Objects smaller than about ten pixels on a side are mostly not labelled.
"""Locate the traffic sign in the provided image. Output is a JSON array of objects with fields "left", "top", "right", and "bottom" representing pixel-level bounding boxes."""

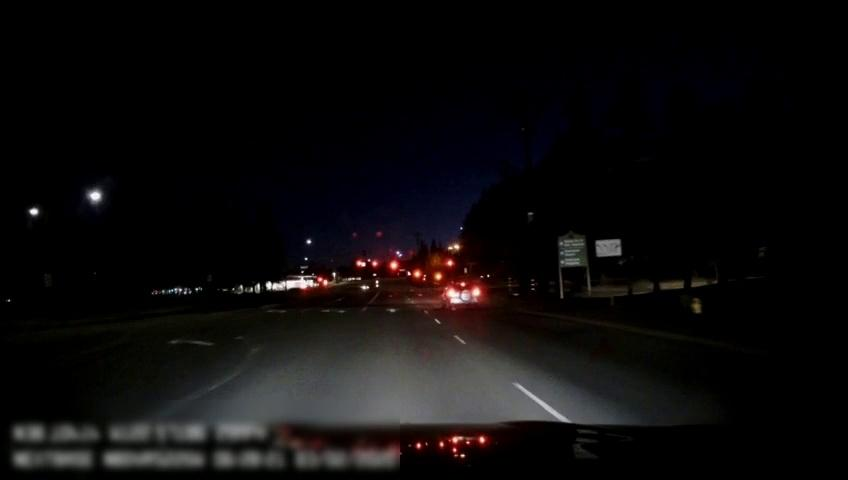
[{"left": 596, "top": 240, "right": 622, "bottom": 256}]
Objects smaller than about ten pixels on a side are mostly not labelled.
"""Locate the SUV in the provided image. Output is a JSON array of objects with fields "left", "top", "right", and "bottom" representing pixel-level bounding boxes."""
[{"left": 441, "top": 279, "right": 482, "bottom": 313}]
